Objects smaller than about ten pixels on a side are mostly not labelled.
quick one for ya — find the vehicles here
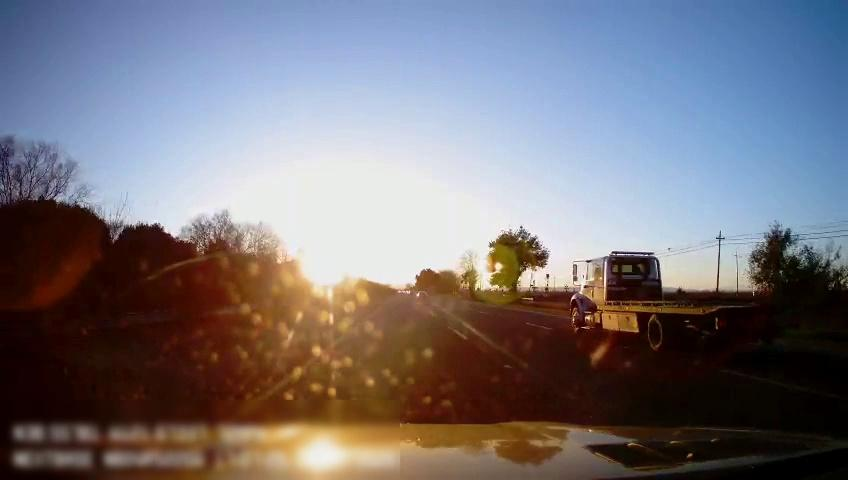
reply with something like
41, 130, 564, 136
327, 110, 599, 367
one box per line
416, 290, 427, 299
569, 251, 802, 356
